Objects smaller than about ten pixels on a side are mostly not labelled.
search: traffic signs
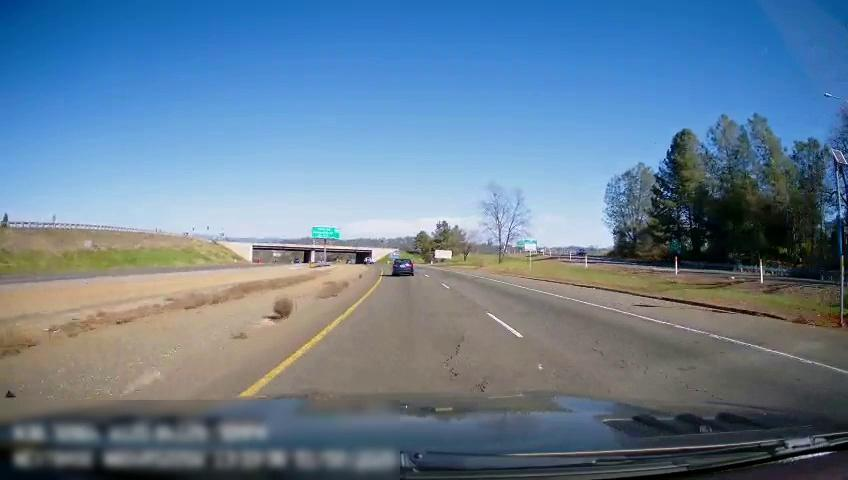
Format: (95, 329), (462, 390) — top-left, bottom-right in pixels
(311, 226), (341, 240)
(515, 240), (526, 249)
(524, 238), (538, 251)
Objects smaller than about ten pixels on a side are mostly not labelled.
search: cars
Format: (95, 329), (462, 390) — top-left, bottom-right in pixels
(391, 256), (414, 277)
